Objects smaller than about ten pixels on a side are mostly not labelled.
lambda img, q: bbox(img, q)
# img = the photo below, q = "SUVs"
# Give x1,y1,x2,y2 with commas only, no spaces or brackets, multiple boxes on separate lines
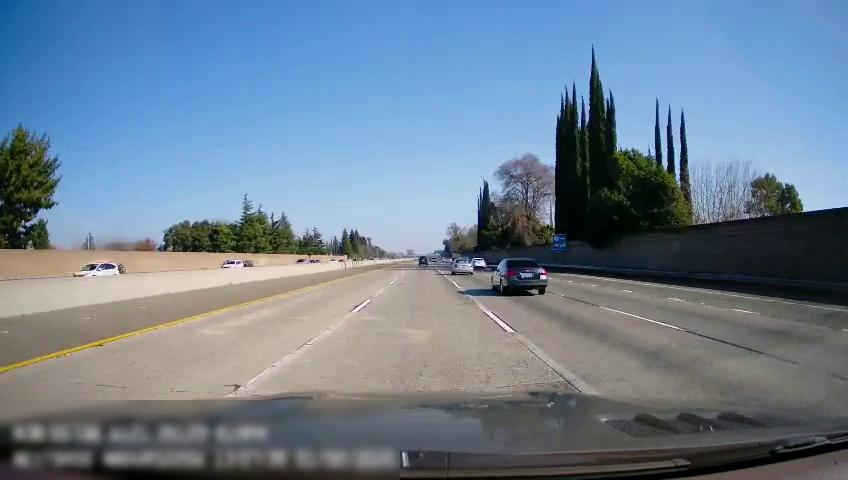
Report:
72,263,119,278
418,255,428,266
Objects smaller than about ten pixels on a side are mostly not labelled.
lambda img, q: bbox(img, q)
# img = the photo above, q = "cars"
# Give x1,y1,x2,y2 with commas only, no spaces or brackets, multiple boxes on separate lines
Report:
220,260,245,268
490,258,548,296
470,257,486,269
451,257,474,275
